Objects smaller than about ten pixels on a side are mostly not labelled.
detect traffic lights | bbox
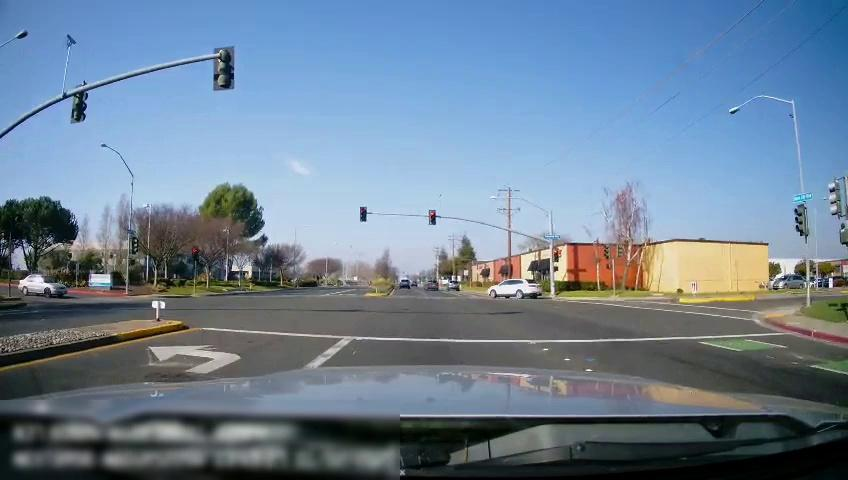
[360,206,367,222]
[840,229,848,247]
[214,45,235,91]
[429,209,437,225]
[829,182,842,216]
[553,250,560,262]
[131,238,141,255]
[794,204,808,237]
[71,87,89,123]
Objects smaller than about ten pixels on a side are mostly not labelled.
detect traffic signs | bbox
[544,235,560,241]
[792,194,814,202]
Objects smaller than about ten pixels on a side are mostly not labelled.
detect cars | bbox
[18,275,67,298]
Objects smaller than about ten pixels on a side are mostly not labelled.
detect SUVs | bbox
[447,280,459,291]
[399,279,411,289]
[487,279,543,300]
[424,279,438,291]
